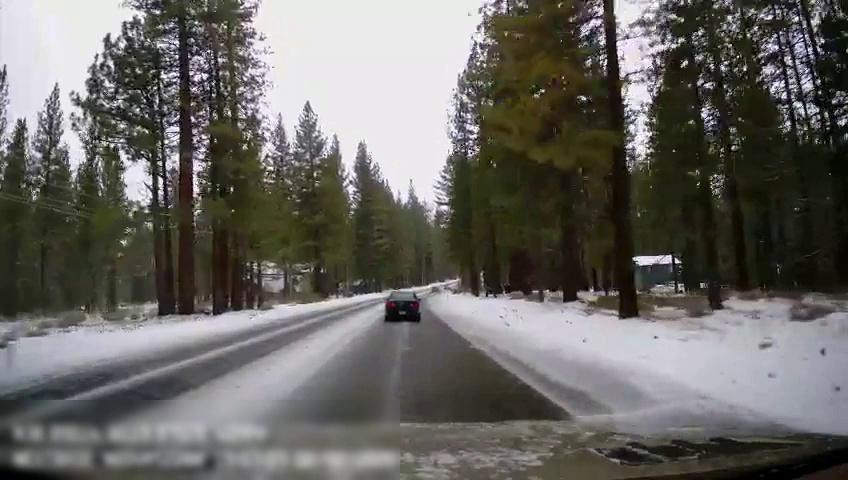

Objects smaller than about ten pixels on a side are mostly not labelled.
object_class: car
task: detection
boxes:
[384,291,423,322]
